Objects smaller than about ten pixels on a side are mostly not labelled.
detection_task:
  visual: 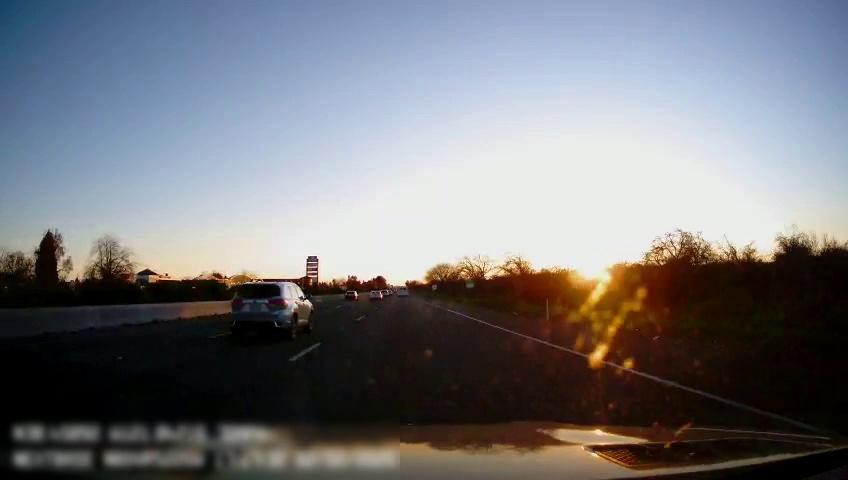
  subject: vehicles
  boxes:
[369,290,384,303]
[344,290,359,301]
[229,279,317,345]
[397,287,409,298]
